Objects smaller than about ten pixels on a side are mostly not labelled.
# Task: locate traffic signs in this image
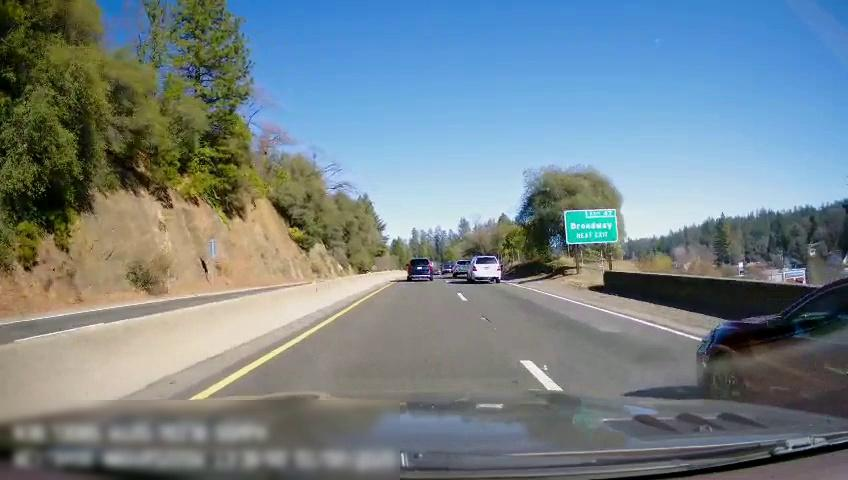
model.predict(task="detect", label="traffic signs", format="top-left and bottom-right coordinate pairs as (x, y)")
top-left (564, 209), bottom-right (619, 244)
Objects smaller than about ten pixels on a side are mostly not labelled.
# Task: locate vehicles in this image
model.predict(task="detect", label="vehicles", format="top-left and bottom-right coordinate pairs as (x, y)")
top-left (466, 255), bottom-right (502, 284)
top-left (441, 264), bottom-right (455, 275)
top-left (452, 260), bottom-right (472, 278)
top-left (406, 259), bottom-right (434, 281)
top-left (694, 275), bottom-right (848, 418)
